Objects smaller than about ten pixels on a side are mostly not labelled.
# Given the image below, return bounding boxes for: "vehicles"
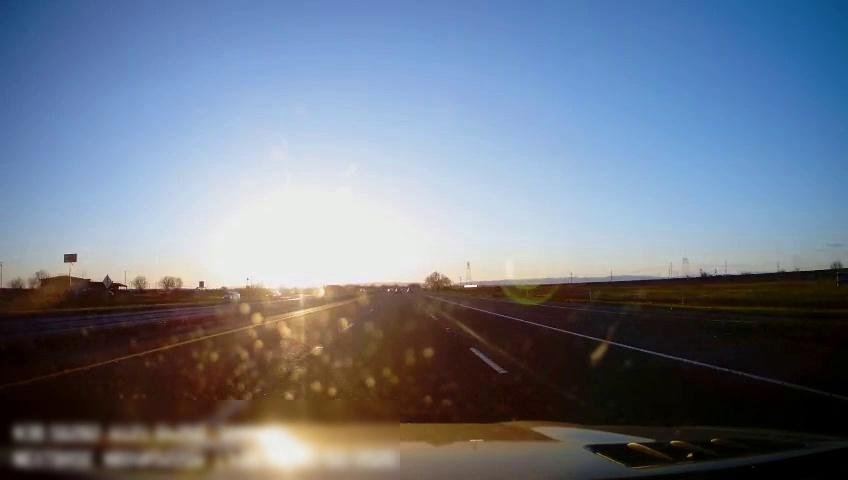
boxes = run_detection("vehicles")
[264,289,281,299]
[223,291,240,303]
